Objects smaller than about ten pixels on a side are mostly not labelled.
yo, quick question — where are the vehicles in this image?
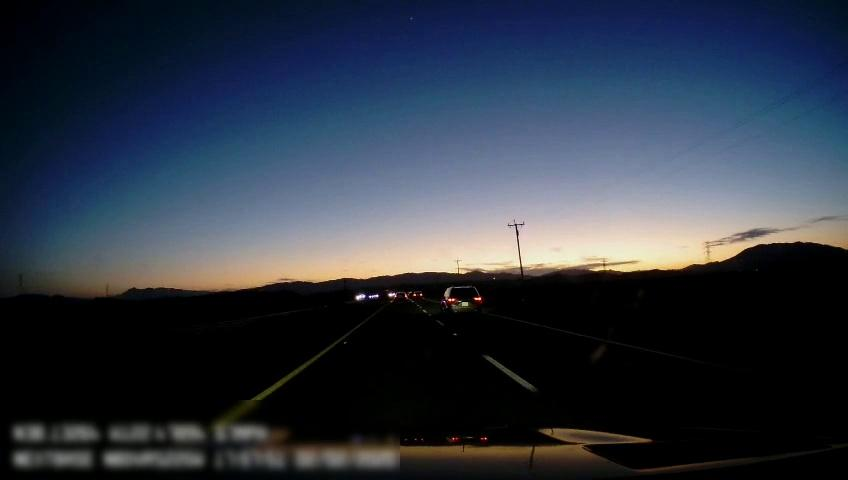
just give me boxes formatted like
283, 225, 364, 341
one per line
394, 291, 409, 303
439, 286, 482, 316
412, 290, 424, 301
